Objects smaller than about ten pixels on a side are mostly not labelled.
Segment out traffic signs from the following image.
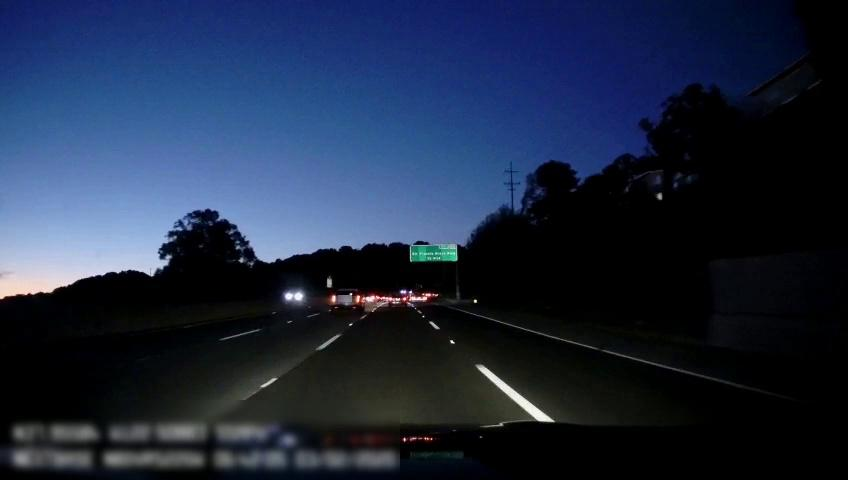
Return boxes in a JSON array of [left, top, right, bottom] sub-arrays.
[[410, 244, 457, 262]]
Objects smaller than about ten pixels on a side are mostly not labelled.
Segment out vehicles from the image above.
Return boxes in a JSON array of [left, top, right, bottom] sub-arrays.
[[364, 292, 377, 305], [329, 288, 366, 316], [284, 287, 311, 303], [411, 289, 425, 303], [387, 292, 407, 309]]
